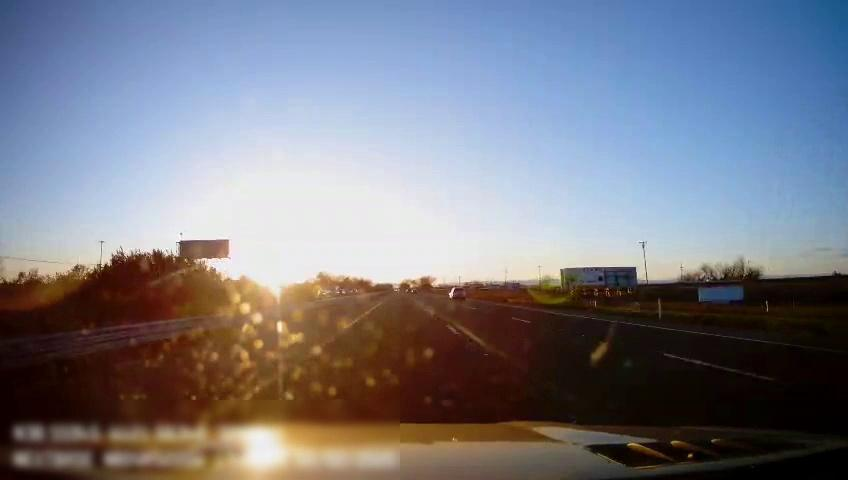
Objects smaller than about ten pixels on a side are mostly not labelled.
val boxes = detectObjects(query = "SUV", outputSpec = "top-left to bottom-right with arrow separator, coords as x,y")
449,287 -> 467,302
